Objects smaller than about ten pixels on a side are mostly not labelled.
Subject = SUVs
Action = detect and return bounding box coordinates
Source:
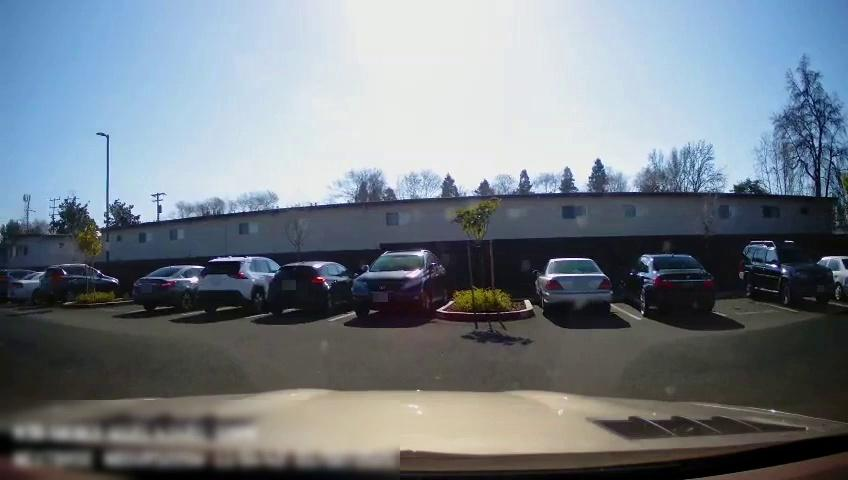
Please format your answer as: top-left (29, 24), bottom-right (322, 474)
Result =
top-left (198, 255), bottom-right (283, 315)
top-left (350, 249), bottom-right (450, 320)
top-left (738, 239), bottom-right (833, 309)
top-left (39, 264), bottom-right (120, 306)
top-left (0, 268), bottom-right (39, 301)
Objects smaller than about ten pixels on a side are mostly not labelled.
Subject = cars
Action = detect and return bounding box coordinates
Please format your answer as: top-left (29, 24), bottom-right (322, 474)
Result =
top-left (536, 258), bottom-right (614, 320)
top-left (268, 261), bottom-right (360, 321)
top-left (816, 255), bottom-right (848, 301)
top-left (132, 265), bottom-right (207, 314)
top-left (624, 254), bottom-right (716, 318)
top-left (13, 271), bottom-right (46, 304)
